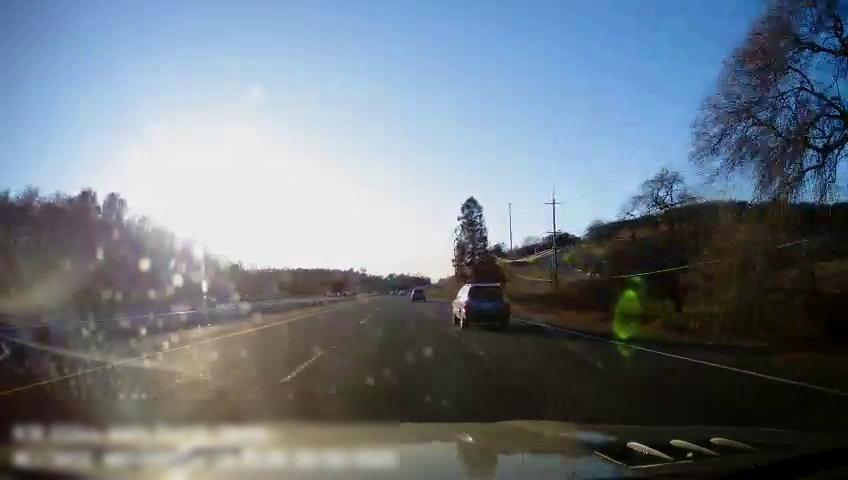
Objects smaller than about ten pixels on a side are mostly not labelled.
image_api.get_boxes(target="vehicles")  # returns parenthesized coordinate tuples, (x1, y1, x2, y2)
(452, 283, 511, 330)
(191, 296, 217, 309)
(411, 288, 427, 303)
